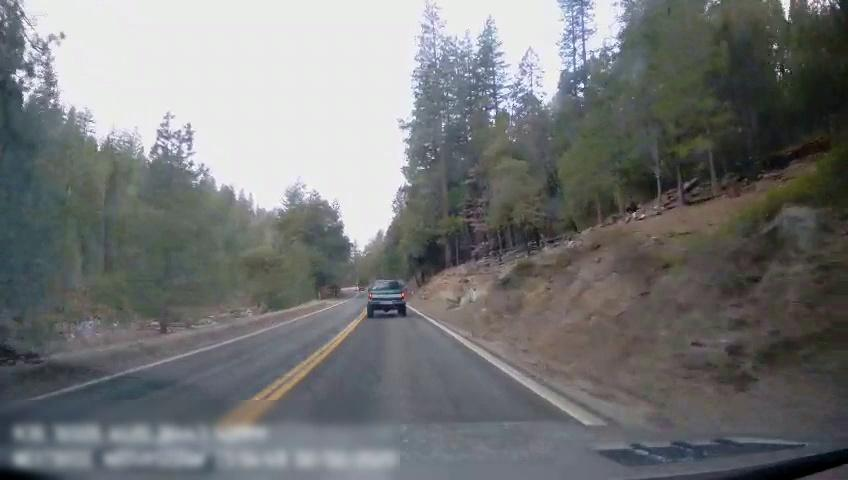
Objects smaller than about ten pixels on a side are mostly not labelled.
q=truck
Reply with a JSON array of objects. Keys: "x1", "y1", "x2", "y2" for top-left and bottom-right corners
[{"x1": 366, "y1": 279, "x2": 408, "y2": 319}]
